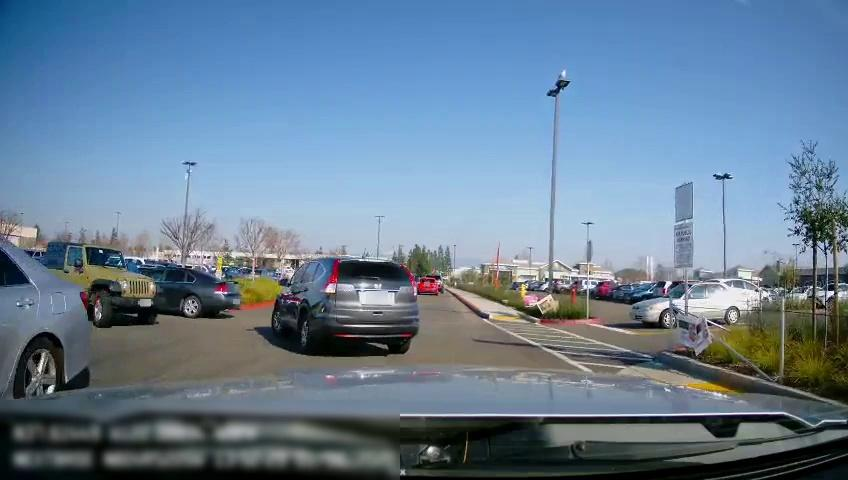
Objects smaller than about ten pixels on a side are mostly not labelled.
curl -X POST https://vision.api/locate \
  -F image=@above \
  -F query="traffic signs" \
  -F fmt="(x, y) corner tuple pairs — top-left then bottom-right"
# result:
(215, 270), (222, 281)
(216, 256), (223, 272)
(672, 222), (695, 270)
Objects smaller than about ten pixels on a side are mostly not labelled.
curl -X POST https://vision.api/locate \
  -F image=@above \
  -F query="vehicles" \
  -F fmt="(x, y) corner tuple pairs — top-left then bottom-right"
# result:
(703, 278), (772, 305)
(135, 265), (241, 320)
(124, 256), (145, 265)
(176, 263), (210, 273)
(417, 276), (438, 295)
(629, 281), (753, 329)
(0, 238), (95, 400)
(45, 241), (161, 329)
(271, 257), (420, 354)
(24, 248), (48, 260)
(426, 274), (445, 293)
